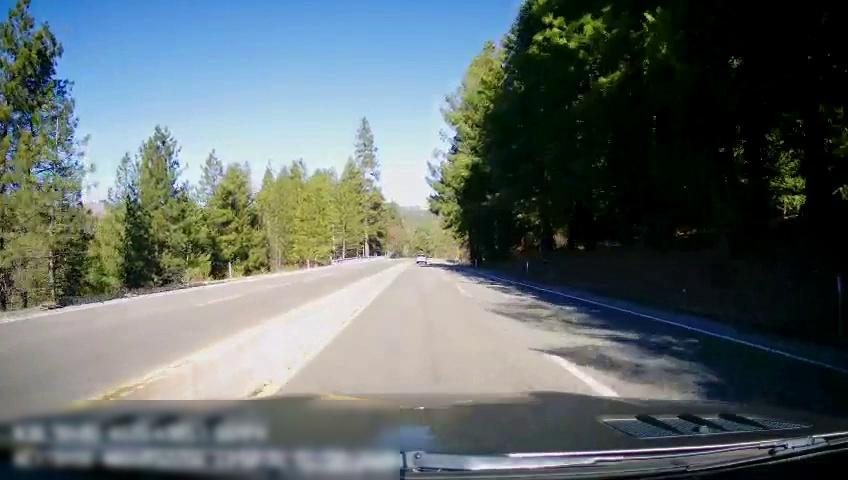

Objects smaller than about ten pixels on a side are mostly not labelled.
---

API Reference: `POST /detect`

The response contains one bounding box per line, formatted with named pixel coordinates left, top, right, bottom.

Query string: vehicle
left=415, top=253, right=428, bottom=264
